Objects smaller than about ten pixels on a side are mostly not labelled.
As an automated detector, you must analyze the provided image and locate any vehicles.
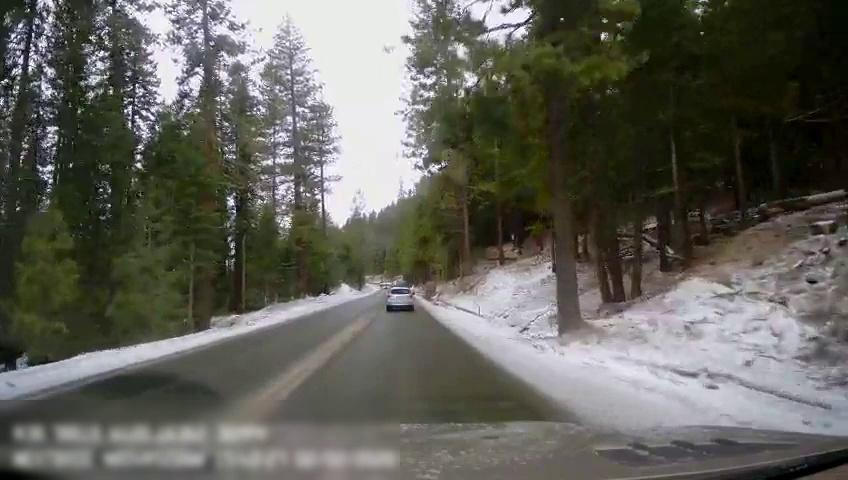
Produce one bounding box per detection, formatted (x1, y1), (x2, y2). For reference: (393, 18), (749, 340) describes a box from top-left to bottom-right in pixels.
(386, 287), (416, 312)
(393, 283), (410, 288)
